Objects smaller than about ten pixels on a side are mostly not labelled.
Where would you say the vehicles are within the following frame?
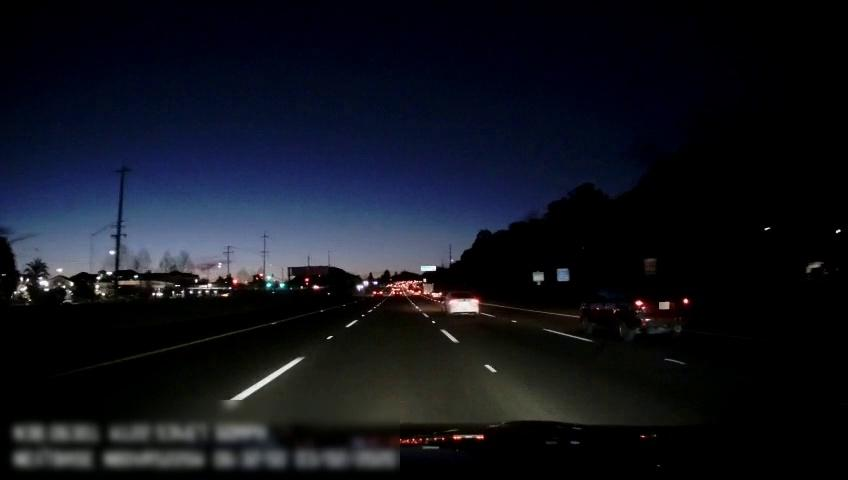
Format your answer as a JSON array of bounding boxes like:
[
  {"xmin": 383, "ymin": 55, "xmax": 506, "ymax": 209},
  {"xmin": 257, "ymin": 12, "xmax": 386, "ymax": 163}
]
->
[
  {"xmin": 579, "ymin": 277, "xmax": 691, "ymax": 344},
  {"xmin": 372, "ymin": 288, "xmax": 383, "ymax": 298},
  {"xmin": 443, "ymin": 290, "xmax": 480, "ymax": 317},
  {"xmin": 420, "ymin": 283, "xmax": 434, "ymax": 300}
]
